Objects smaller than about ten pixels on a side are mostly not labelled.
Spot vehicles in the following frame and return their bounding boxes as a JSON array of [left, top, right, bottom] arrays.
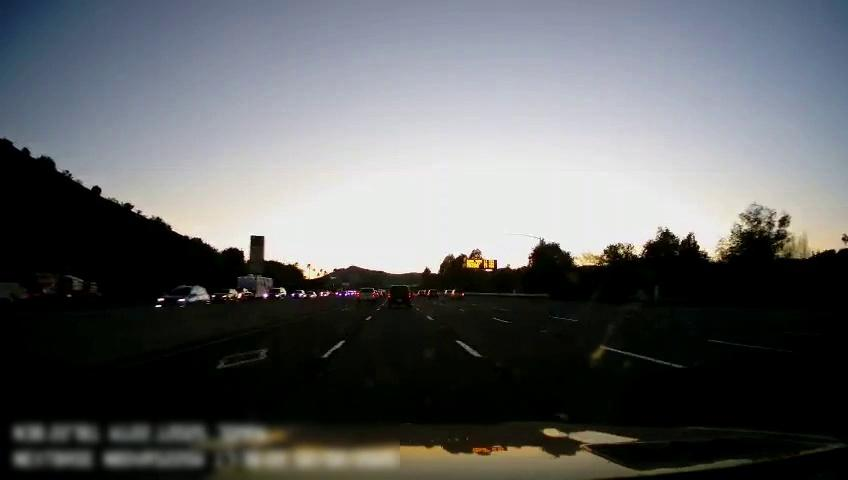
[[450, 288, 465, 300], [263, 287, 287, 300], [211, 288, 239, 304], [426, 288, 439, 299], [155, 285, 211, 309], [357, 287, 377, 305], [305, 290, 317, 299], [386, 284, 412, 308], [290, 289, 307, 299], [236, 275, 274, 299], [1, 273, 104, 315], [235, 288, 256, 301]]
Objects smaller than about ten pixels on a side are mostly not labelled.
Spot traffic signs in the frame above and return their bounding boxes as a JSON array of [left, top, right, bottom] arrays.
[[466, 258, 496, 270]]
